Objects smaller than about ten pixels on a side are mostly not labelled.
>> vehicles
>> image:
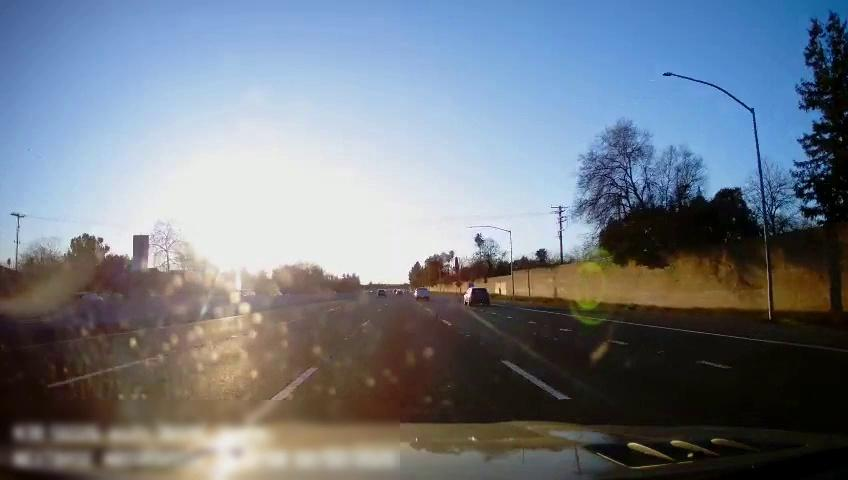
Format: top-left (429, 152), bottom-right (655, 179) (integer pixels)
top-left (268, 290), bottom-right (284, 297)
top-left (69, 291), bottom-right (104, 303)
top-left (229, 288), bottom-right (256, 297)
top-left (414, 287), bottom-right (430, 301)
top-left (463, 287), bottom-right (491, 307)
